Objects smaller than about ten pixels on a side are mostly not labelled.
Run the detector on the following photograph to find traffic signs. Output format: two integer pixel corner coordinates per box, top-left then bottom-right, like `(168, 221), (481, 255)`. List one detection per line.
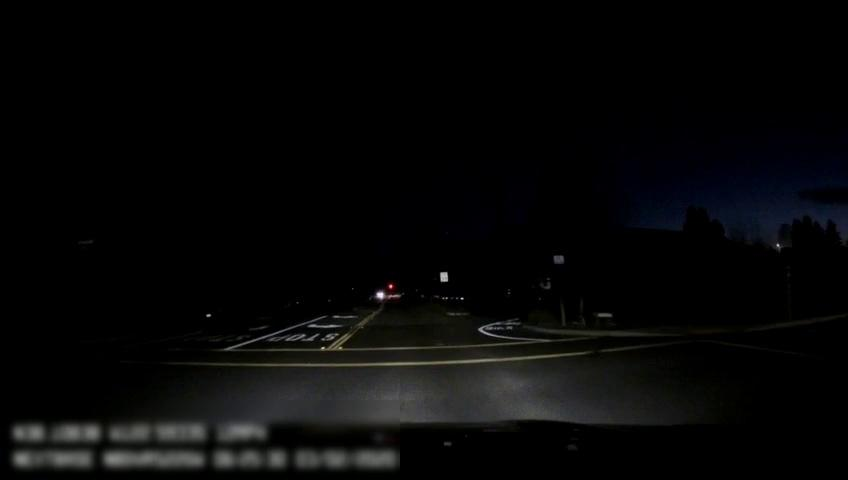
(439, 271), (449, 282)
(553, 254), (565, 265)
